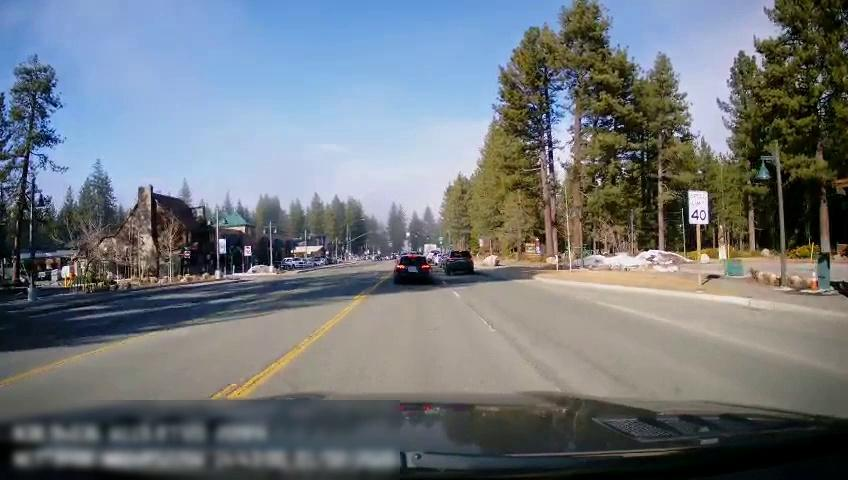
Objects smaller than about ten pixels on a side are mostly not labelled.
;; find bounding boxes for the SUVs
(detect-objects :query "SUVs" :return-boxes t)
[281,257,306,270]
[445,251,474,275]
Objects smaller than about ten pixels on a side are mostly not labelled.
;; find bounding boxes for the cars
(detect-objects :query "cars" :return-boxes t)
[394,254,432,285]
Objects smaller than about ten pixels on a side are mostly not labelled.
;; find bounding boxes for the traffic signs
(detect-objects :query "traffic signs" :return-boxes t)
[686,190,711,225]
[243,245,252,256]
